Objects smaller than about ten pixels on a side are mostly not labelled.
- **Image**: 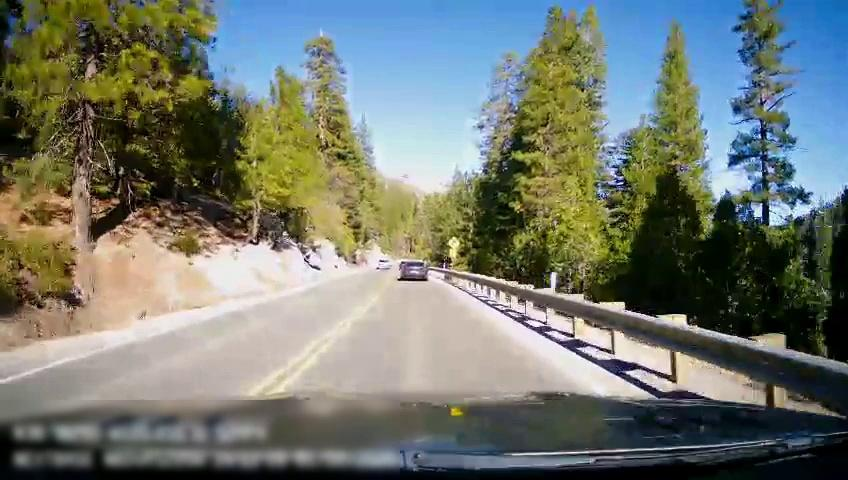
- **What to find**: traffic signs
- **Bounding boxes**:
[447,236,460,248]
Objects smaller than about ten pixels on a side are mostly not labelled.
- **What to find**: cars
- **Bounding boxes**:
[376,260,392,271]
[398,258,428,280]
